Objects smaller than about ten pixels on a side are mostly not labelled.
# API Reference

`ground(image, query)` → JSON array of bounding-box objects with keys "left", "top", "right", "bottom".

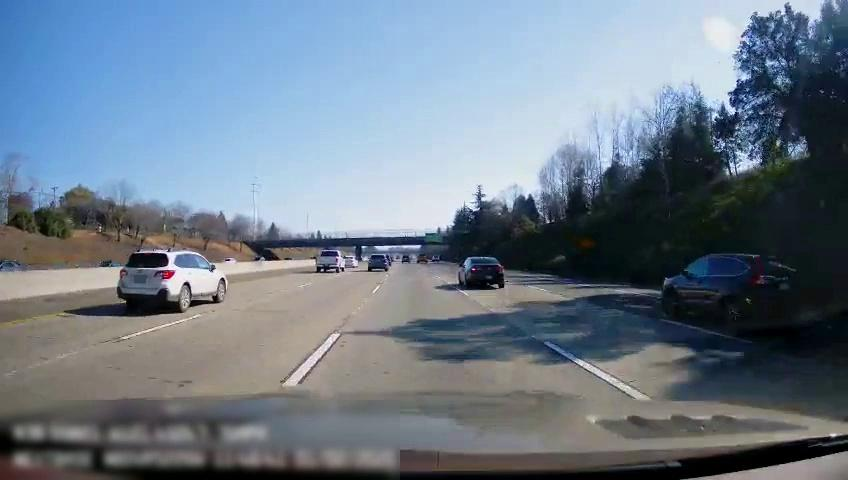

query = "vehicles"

[
  {"left": 115, "top": 251, "right": 229, "bottom": 314},
  {"left": 660, "top": 252, "right": 804, "bottom": 323},
  {"left": 223, "top": 257, "right": 237, "bottom": 263},
  {"left": 367, "top": 253, "right": 390, "bottom": 272},
  {"left": 0, "top": 260, "right": 24, "bottom": 273},
  {"left": 97, "top": 259, "right": 120, "bottom": 268},
  {"left": 344, "top": 255, "right": 359, "bottom": 269},
  {"left": 458, "top": 256, "right": 505, "bottom": 289},
  {"left": 315, "top": 249, "right": 345, "bottom": 274},
  {"left": 416, "top": 254, "right": 428, "bottom": 264},
  {"left": 254, "top": 256, "right": 266, "bottom": 262}
]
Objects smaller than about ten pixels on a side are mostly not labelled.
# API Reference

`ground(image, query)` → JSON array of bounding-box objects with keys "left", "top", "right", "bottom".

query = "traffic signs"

[{"left": 424, "top": 232, "right": 441, "bottom": 244}]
